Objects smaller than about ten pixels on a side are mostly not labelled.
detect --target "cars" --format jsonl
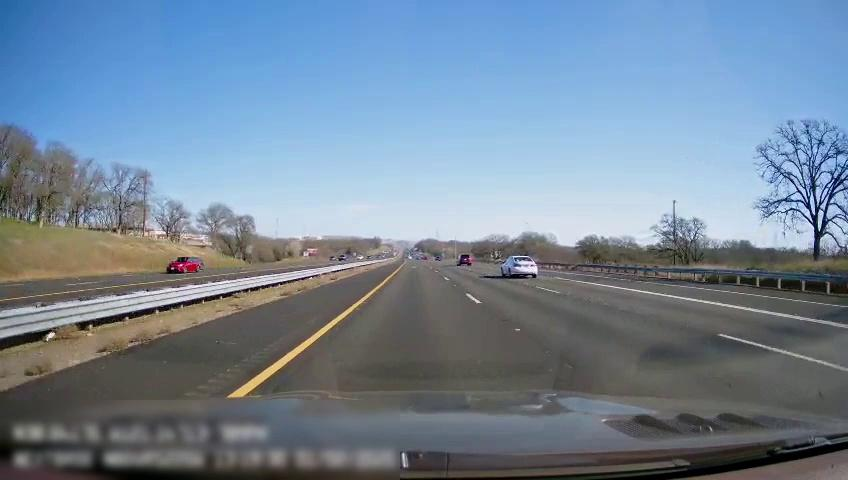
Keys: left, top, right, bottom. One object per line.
{"left": 501, "top": 255, "right": 538, "bottom": 279}
{"left": 457, "top": 254, "right": 472, "bottom": 266}
{"left": 338, "top": 254, "right": 347, "bottom": 262}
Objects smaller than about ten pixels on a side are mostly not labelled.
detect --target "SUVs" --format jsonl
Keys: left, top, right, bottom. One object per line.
{"left": 166, "top": 255, "right": 205, "bottom": 274}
